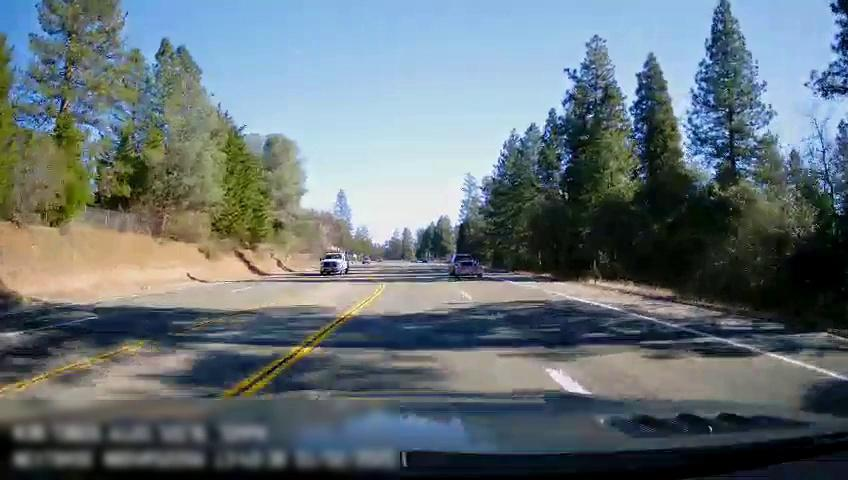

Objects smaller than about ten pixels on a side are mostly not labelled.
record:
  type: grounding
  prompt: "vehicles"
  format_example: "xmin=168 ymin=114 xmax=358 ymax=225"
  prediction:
xmin=447 ymin=253 xmax=473 ymax=276
xmin=319 ymin=251 xmax=350 ymax=276
xmin=454 ymin=259 xmax=482 ymax=279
